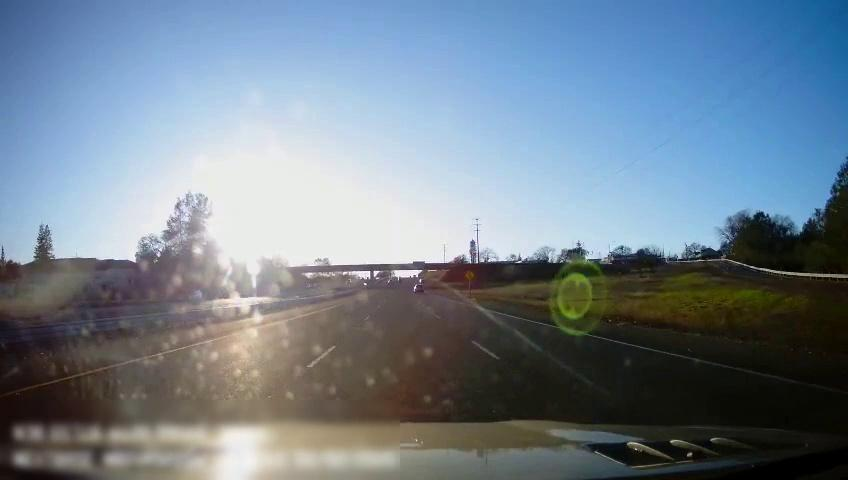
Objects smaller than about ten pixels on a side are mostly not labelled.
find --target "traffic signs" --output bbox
[465,270,474,281]
[413,261,425,268]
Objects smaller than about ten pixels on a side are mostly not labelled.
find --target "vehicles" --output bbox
[414,285,426,294]
[180,290,203,304]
